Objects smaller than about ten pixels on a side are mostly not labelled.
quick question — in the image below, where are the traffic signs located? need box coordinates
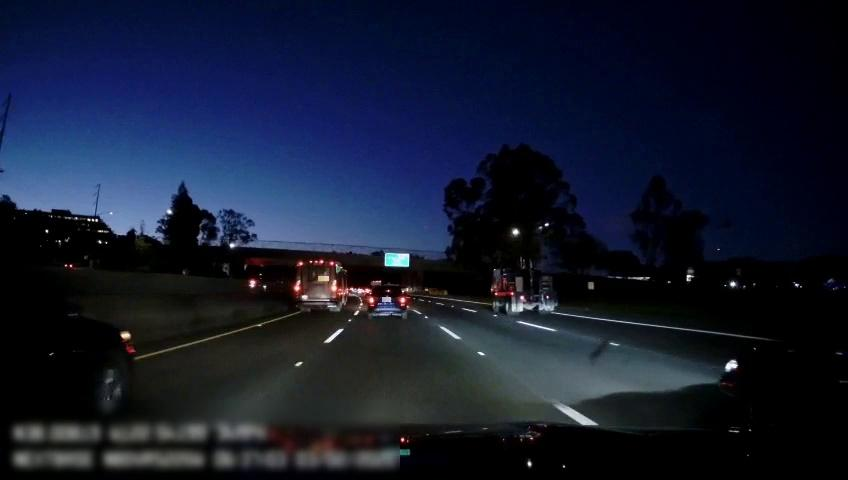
[385,253,410,268]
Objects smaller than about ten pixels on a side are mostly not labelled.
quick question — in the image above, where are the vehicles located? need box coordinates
[292,259,348,314]
[719,301,848,435]
[0,272,133,427]
[368,284,410,318]
[490,266,561,319]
